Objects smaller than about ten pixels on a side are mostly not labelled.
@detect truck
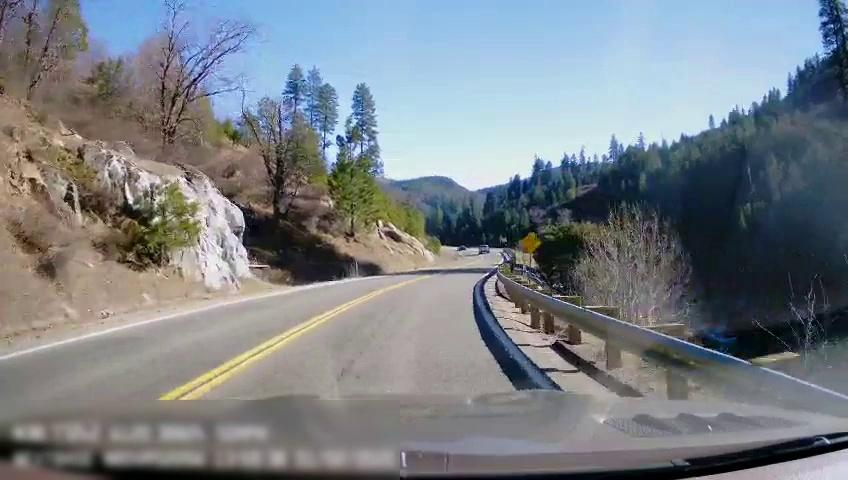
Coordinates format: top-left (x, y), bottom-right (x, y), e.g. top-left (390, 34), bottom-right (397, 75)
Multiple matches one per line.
top-left (478, 245), bottom-right (490, 254)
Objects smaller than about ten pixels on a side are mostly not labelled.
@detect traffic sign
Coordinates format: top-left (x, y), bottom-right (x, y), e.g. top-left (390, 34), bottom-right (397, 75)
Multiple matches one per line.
top-left (521, 232), bottom-right (541, 255)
